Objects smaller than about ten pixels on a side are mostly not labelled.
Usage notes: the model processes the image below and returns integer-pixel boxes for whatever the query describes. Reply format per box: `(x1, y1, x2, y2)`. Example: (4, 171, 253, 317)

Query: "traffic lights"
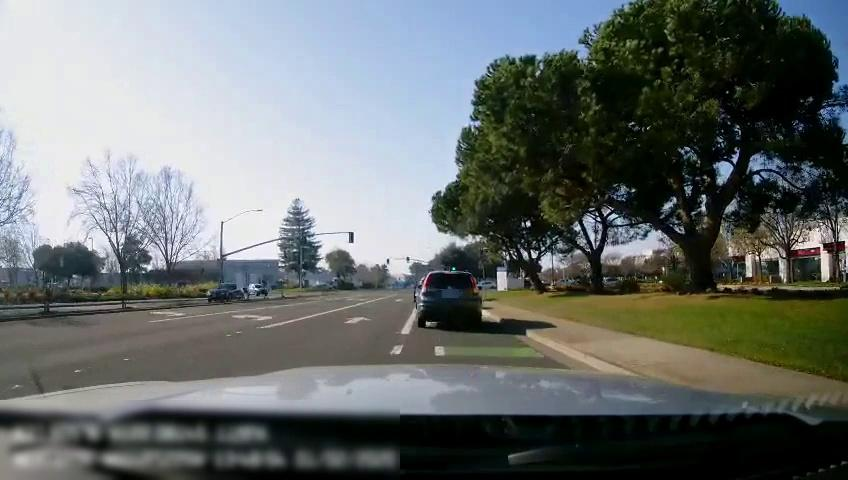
(349, 231, 354, 243)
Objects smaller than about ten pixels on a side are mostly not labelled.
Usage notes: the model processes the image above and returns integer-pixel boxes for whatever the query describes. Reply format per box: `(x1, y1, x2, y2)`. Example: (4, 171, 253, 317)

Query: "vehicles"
(413, 277, 426, 302)
(477, 280, 497, 290)
(207, 283, 245, 302)
(248, 284, 268, 296)
(416, 271, 482, 328)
